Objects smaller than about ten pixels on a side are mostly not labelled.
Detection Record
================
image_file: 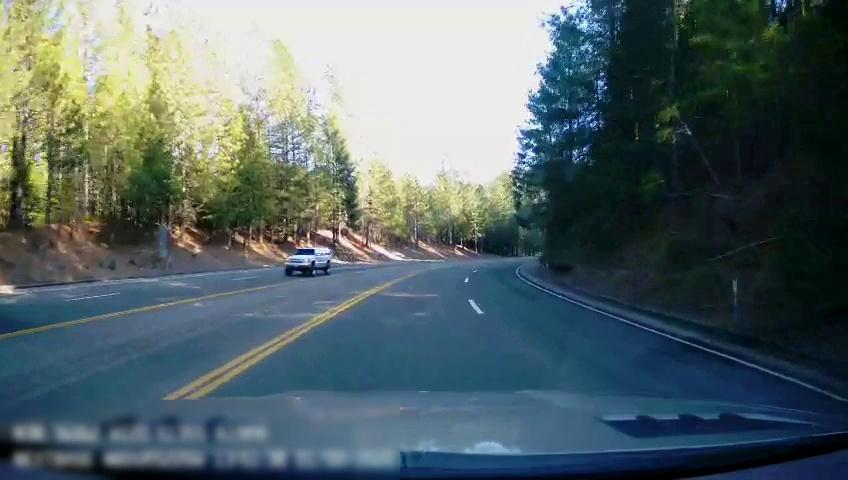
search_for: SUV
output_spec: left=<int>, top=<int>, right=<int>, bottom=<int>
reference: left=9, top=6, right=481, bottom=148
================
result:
left=284, top=246, right=332, bottom=278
